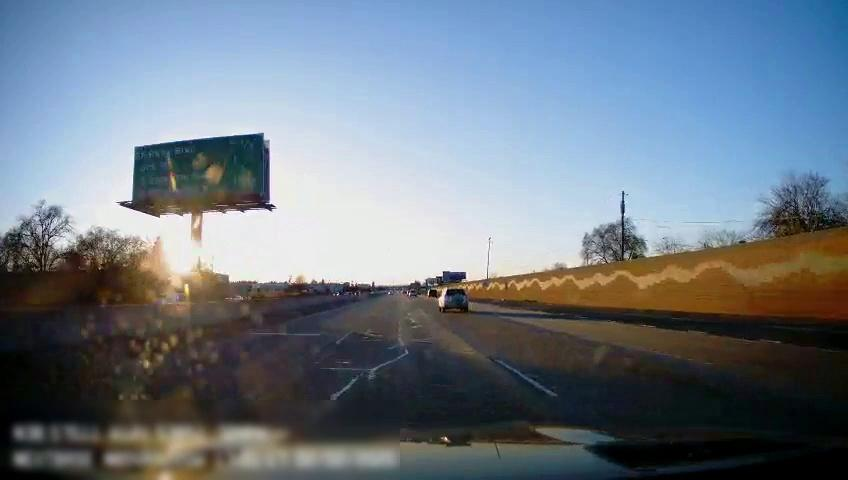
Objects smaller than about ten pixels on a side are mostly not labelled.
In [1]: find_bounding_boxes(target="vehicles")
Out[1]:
[428,290,437,298]
[438,288,468,314]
